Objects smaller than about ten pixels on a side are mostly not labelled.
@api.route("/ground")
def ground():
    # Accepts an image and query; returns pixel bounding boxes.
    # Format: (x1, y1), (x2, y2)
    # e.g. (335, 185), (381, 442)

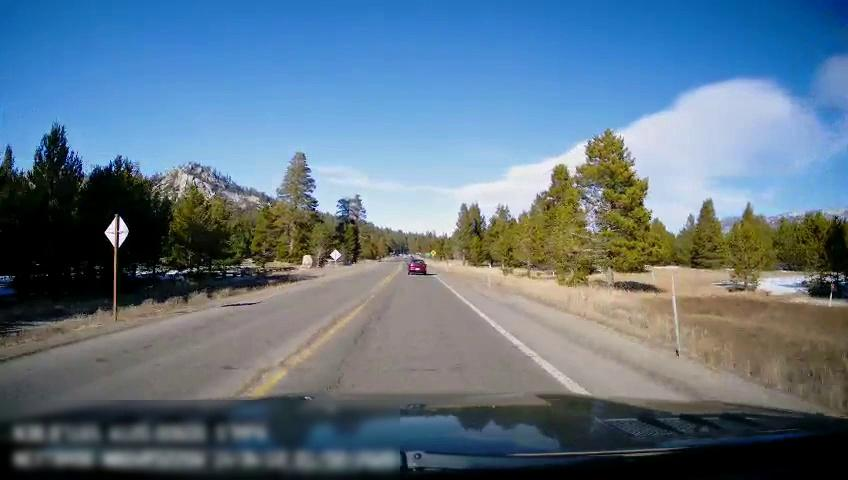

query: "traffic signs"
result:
(103, 216), (131, 248)
(330, 248), (342, 262)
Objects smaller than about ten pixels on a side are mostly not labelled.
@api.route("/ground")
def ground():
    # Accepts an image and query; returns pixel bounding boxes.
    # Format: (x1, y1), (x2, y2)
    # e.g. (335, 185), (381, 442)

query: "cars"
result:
(407, 258), (428, 276)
